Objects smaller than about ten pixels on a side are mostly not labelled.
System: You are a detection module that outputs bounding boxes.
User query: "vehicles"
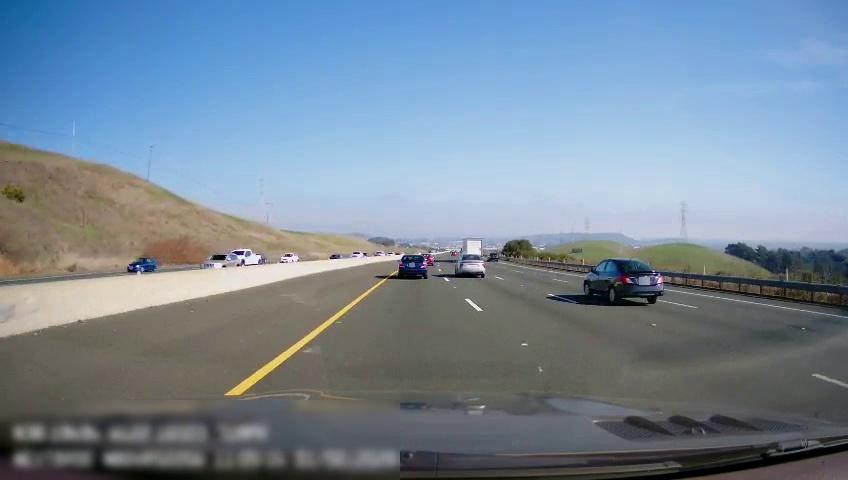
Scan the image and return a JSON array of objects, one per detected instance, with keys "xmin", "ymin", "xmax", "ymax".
[
  {"xmin": 398, "ymin": 255, "xmax": 428, "ymax": 279},
  {"xmin": 454, "ymin": 254, "xmax": 486, "ymax": 279},
  {"xmin": 127, "ymin": 257, "xmax": 160, "ymax": 273},
  {"xmin": 199, "ymin": 253, "xmax": 244, "ymax": 271},
  {"xmin": 583, "ymin": 258, "xmax": 665, "ymax": 306},
  {"xmin": 461, "ymin": 239, "xmax": 483, "ymax": 258},
  {"xmin": 487, "ymin": 252, "xmax": 500, "ymax": 262},
  {"xmin": 423, "ymin": 255, "xmax": 434, "ymax": 267},
  {"xmin": 278, "ymin": 253, "xmax": 300, "ymax": 264},
  {"xmin": 229, "ymin": 248, "xmax": 262, "ymax": 267}
]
